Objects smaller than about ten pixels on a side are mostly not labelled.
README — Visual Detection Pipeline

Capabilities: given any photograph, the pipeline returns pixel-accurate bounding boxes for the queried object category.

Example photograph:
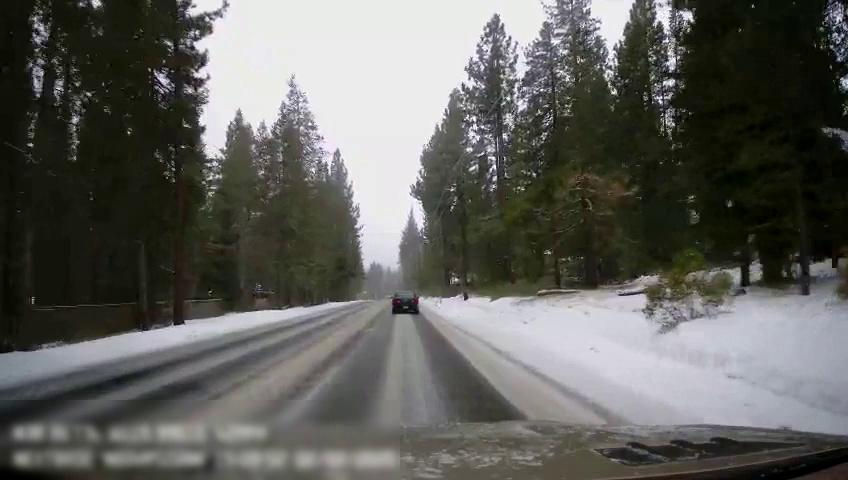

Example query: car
[390,290,420,315]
